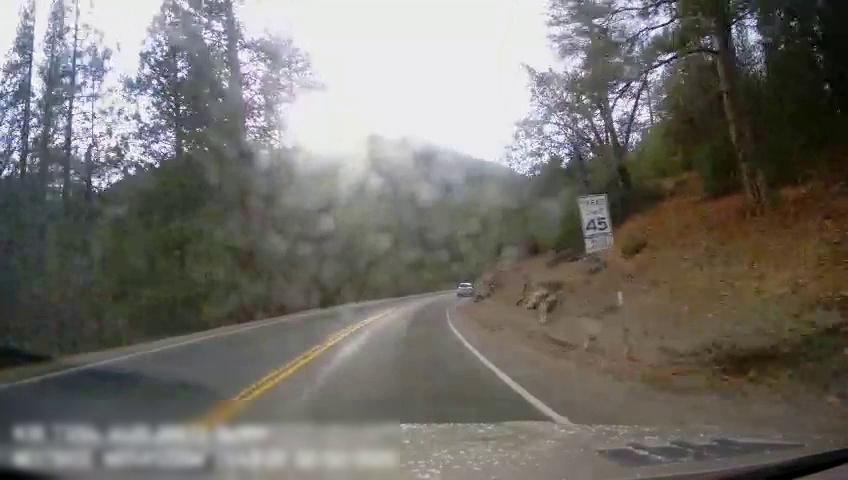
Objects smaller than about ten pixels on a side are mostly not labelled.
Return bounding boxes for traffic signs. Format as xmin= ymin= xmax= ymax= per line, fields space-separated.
xmin=576 ymin=193 xmax=613 ymax=237
xmin=584 ymin=234 xmax=614 ymax=254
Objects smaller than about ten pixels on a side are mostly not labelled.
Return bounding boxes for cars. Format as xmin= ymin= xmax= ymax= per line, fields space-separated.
xmin=457 ymin=282 xmax=474 ymax=297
